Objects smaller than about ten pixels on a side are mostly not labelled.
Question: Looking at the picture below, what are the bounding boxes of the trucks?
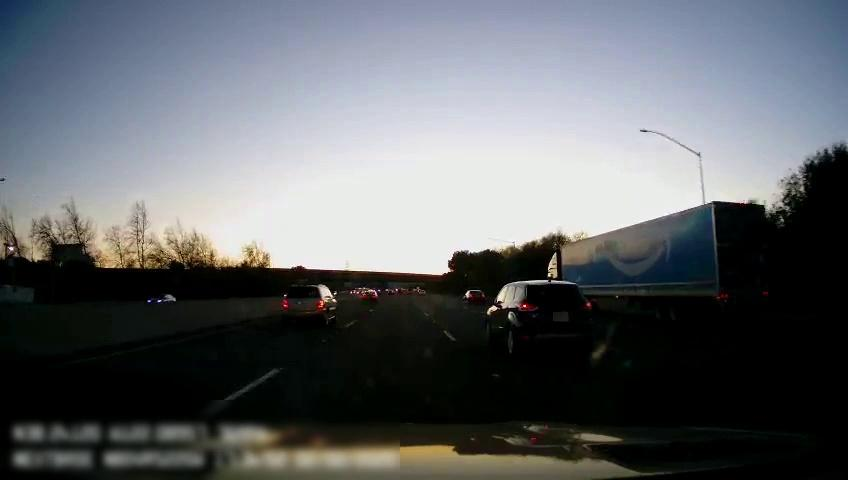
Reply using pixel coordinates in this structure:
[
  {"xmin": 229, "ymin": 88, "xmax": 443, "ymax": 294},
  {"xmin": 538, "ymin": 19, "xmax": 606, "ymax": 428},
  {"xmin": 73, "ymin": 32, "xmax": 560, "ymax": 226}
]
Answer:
[{"xmin": 547, "ymin": 200, "xmax": 769, "ymax": 326}]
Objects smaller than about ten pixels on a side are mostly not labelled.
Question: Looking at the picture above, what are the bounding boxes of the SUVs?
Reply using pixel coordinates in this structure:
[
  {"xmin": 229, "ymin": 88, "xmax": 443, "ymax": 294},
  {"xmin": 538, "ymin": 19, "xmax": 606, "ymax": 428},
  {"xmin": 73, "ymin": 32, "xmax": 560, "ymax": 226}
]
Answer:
[
  {"xmin": 281, "ymin": 285, "xmax": 338, "ymax": 327},
  {"xmin": 486, "ymin": 280, "xmax": 593, "ymax": 358}
]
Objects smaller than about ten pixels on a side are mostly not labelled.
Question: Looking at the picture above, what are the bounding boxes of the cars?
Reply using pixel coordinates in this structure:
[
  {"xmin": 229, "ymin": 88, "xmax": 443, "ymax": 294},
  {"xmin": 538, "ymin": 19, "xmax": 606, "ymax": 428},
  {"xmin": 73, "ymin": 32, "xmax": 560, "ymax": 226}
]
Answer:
[
  {"xmin": 146, "ymin": 293, "xmax": 176, "ymax": 305},
  {"xmin": 361, "ymin": 290, "xmax": 378, "ymax": 303},
  {"xmin": 463, "ymin": 289, "xmax": 485, "ymax": 303}
]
